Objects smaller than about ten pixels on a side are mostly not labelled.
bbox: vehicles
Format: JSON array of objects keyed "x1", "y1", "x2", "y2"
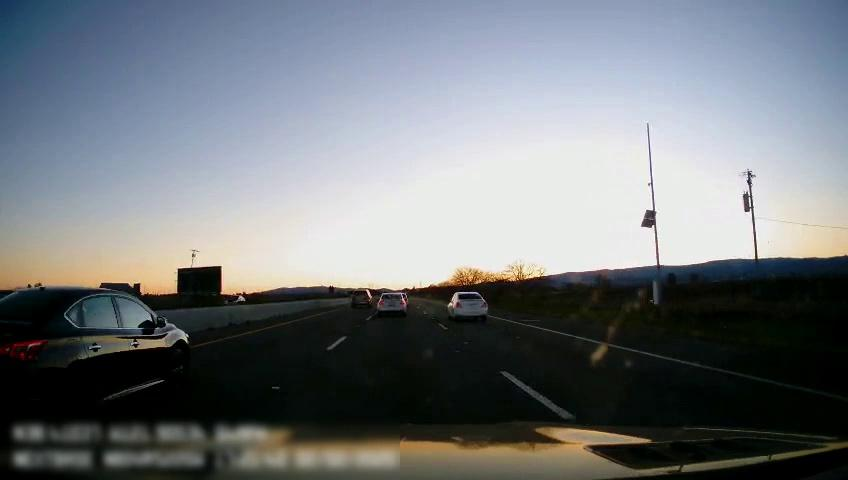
[
  {"x1": 223, "y1": 294, "x2": 247, "y2": 306},
  {"x1": 0, "y1": 284, "x2": 195, "y2": 429},
  {"x1": 445, "y1": 292, "x2": 489, "y2": 323},
  {"x1": 350, "y1": 289, "x2": 373, "y2": 308},
  {"x1": 376, "y1": 293, "x2": 409, "y2": 315}
]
